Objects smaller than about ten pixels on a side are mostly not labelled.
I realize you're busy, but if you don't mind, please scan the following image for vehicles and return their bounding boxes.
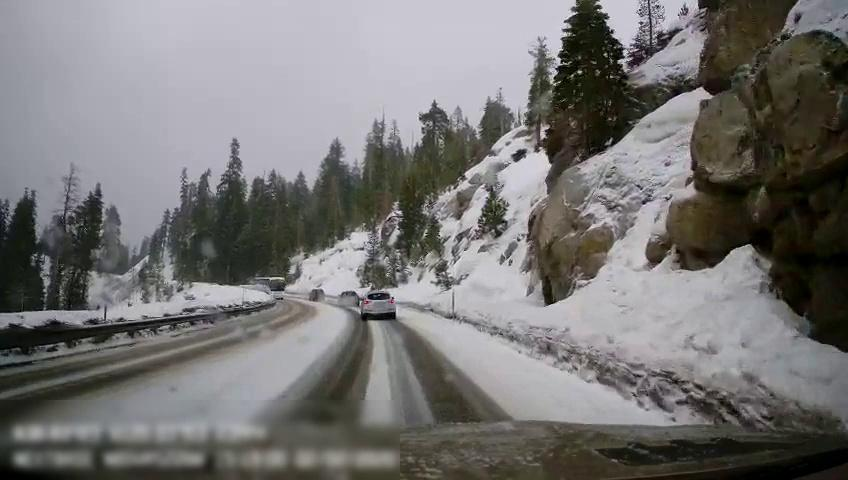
[309,289,325,302]
[253,277,286,291]
[360,291,397,321]
[337,291,359,308]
